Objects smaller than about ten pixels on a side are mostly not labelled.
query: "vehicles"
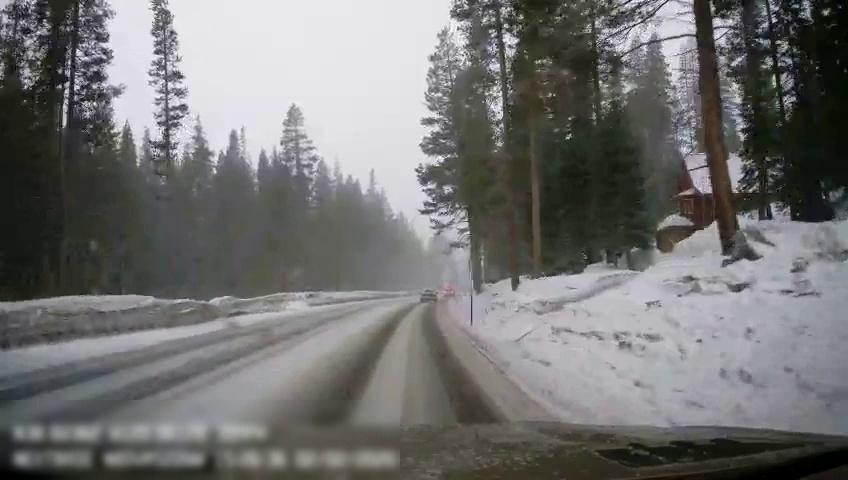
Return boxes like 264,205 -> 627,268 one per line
419,288 -> 438,303
443,287 -> 456,297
